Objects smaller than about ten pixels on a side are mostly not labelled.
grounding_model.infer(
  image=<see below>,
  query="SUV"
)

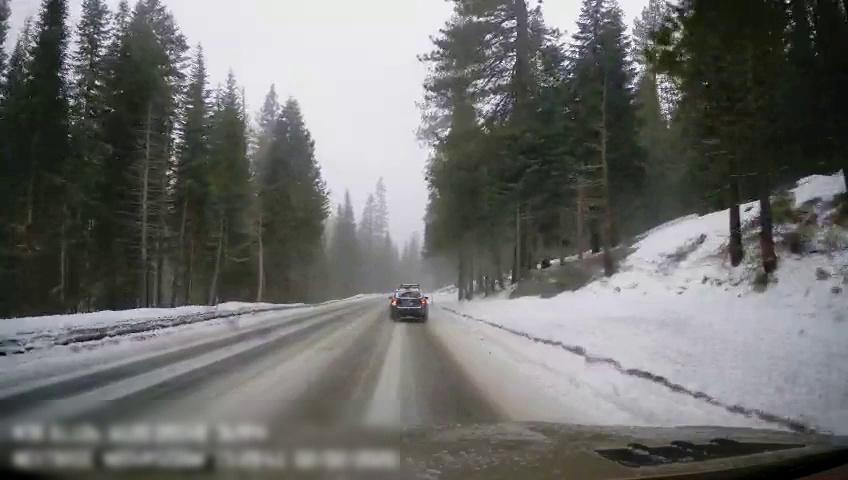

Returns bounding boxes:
[388,283,429,321]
